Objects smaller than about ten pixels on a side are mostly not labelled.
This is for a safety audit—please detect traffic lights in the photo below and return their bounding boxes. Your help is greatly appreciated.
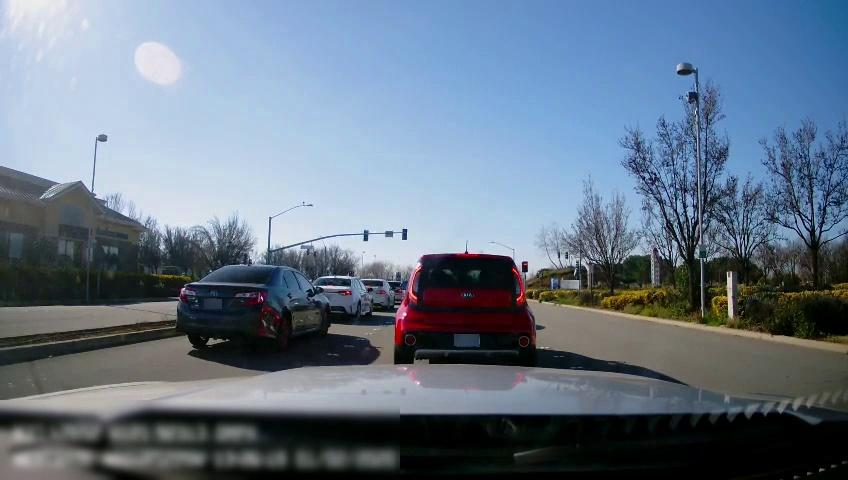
[363,230,369,242]
[402,229,408,240]
[521,262,528,274]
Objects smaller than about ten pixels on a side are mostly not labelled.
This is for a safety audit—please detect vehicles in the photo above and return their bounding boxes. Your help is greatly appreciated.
[358,279,396,311]
[393,252,536,367]
[310,276,374,323]
[174,264,332,354]
[387,281,408,303]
